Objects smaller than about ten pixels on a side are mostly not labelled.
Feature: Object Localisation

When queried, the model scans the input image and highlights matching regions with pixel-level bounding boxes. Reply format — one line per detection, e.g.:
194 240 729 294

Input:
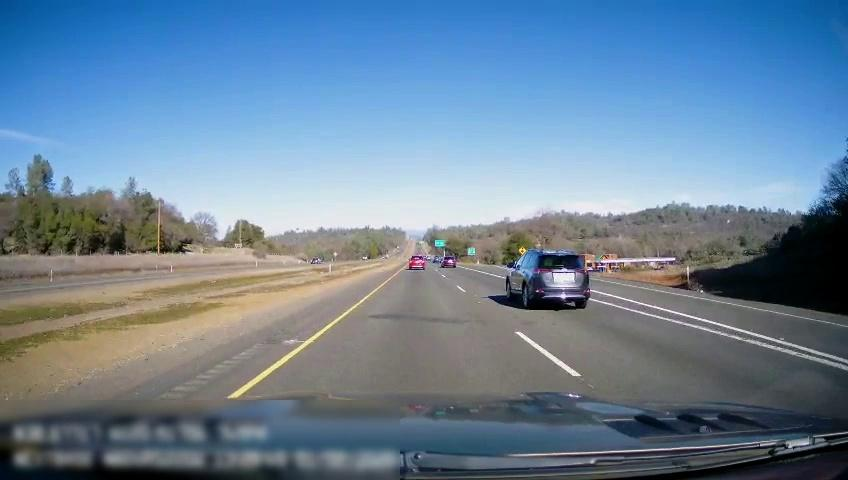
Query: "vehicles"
432 255 442 264
504 248 592 310
310 256 322 265
407 254 427 272
440 255 456 269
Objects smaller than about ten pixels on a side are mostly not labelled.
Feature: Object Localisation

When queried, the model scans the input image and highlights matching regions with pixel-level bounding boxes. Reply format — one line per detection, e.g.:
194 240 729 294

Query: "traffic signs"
433 239 446 248
518 246 529 256
467 248 478 256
